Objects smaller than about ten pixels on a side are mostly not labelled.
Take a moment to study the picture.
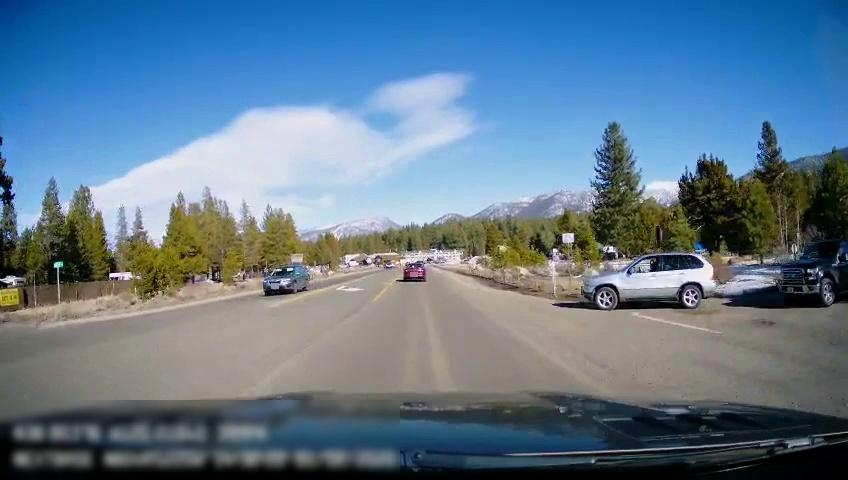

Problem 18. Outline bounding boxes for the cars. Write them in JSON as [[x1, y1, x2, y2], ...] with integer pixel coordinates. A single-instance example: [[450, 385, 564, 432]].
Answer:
[[402, 262, 427, 281]]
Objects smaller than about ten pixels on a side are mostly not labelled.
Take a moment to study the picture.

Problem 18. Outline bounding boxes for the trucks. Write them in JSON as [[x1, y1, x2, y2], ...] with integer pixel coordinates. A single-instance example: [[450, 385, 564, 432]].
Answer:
[[779, 239, 848, 307]]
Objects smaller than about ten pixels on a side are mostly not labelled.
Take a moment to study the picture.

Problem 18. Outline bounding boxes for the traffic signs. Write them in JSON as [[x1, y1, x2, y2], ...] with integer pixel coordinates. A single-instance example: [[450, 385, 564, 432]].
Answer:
[[562, 232, 575, 243]]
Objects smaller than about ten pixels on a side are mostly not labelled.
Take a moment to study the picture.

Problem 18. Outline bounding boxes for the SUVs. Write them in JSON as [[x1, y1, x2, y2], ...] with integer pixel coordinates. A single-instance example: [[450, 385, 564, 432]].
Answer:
[[261, 265, 313, 296], [581, 252, 719, 310]]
